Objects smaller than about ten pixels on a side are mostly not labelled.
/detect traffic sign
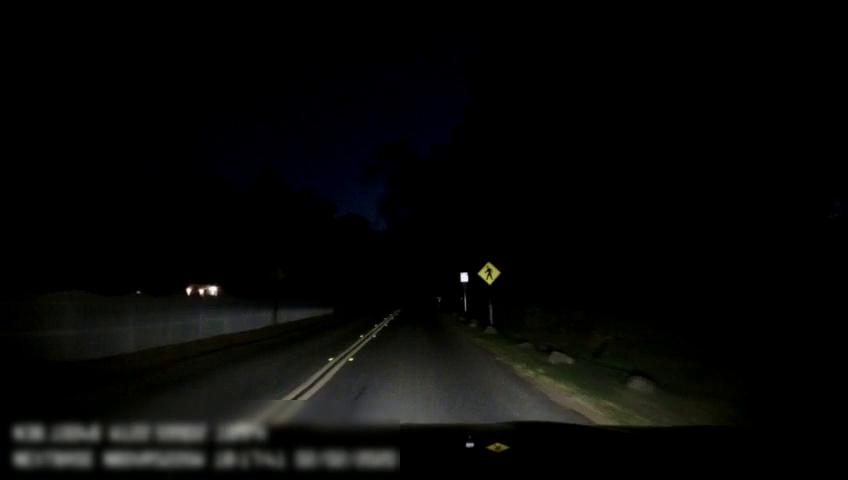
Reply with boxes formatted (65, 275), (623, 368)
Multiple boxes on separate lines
(477, 261), (501, 286)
